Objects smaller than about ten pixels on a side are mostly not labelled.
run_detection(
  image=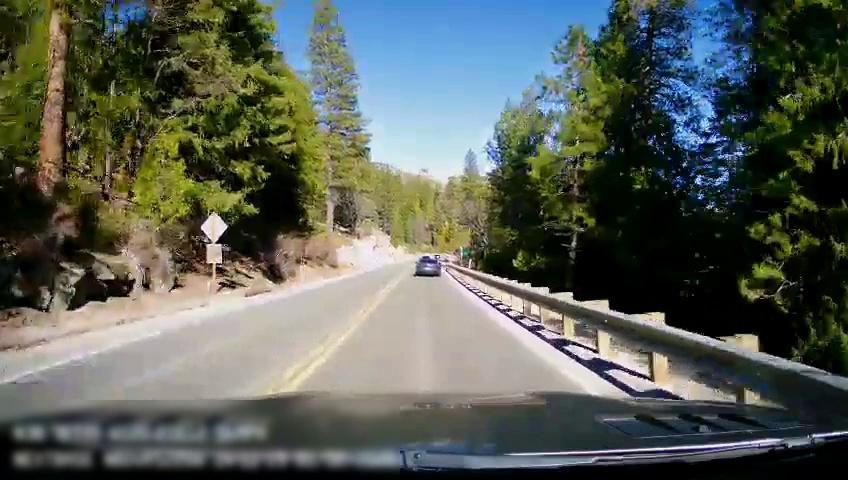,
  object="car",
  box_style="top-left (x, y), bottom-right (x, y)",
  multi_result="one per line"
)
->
top-left (415, 256), bottom-right (443, 277)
